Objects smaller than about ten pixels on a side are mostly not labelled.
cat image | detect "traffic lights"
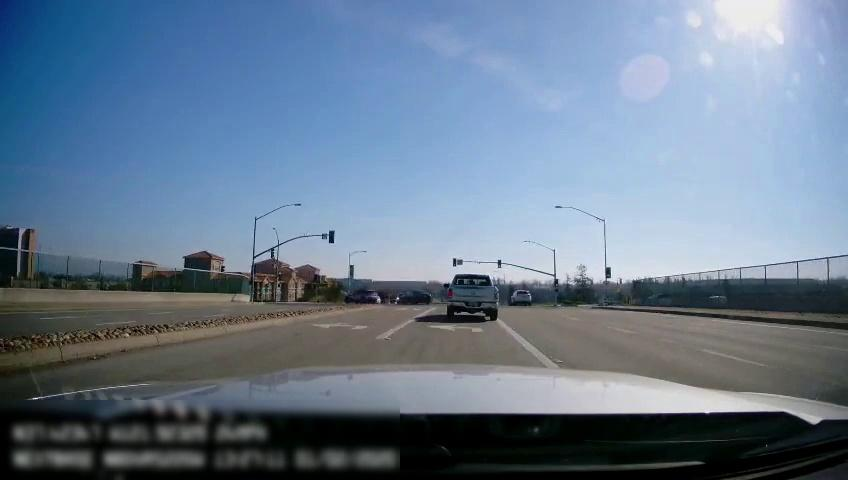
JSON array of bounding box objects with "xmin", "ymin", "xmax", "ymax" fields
[
  {"xmin": 605, "ymin": 266, "xmax": 612, "ymax": 279},
  {"xmin": 328, "ymin": 230, "xmax": 335, "ymax": 244}
]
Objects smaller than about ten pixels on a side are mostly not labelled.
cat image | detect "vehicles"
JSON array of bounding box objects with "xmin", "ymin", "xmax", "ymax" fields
[
  {"xmin": 395, "ymin": 289, "xmax": 433, "ymax": 305},
  {"xmin": 444, "ymin": 274, "xmax": 499, "ymax": 321},
  {"xmin": 343, "ymin": 289, "xmax": 381, "ymax": 305},
  {"xmin": 708, "ymin": 296, "xmax": 728, "ymax": 305},
  {"xmin": 510, "ymin": 289, "xmax": 532, "ymax": 307}
]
